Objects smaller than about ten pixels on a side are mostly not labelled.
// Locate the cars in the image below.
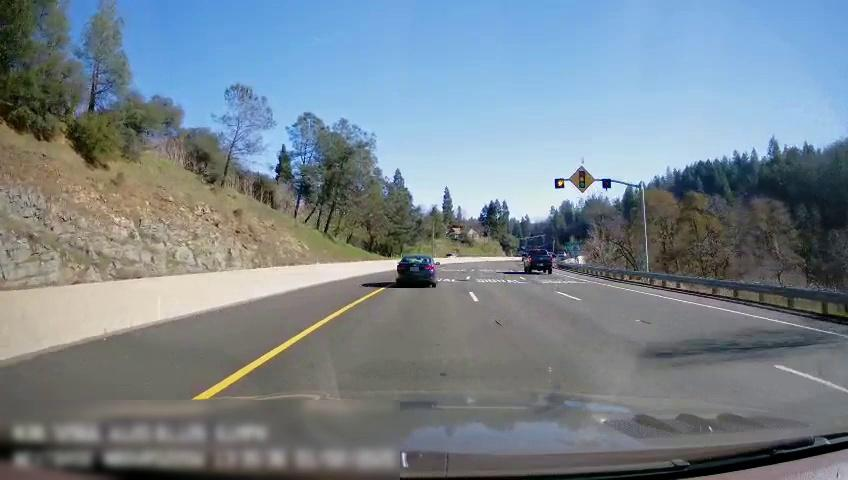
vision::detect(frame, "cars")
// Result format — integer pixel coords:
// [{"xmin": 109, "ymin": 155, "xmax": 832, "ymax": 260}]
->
[{"xmin": 395, "ymin": 253, "xmax": 443, "ymax": 289}]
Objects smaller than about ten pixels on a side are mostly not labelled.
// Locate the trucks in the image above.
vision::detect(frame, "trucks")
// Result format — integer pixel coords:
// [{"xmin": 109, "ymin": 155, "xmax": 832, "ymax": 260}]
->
[{"xmin": 521, "ymin": 248, "xmax": 554, "ymax": 275}]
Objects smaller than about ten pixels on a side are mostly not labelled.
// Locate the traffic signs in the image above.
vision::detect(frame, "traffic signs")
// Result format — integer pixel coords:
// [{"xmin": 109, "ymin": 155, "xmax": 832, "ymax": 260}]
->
[{"xmin": 569, "ymin": 165, "xmax": 596, "ymax": 194}]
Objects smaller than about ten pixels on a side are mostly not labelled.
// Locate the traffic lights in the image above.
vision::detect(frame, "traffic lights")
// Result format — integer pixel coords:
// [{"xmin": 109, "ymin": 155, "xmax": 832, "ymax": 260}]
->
[
  {"xmin": 602, "ymin": 178, "xmax": 611, "ymax": 190},
  {"xmin": 557, "ymin": 178, "xmax": 565, "ymax": 189}
]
